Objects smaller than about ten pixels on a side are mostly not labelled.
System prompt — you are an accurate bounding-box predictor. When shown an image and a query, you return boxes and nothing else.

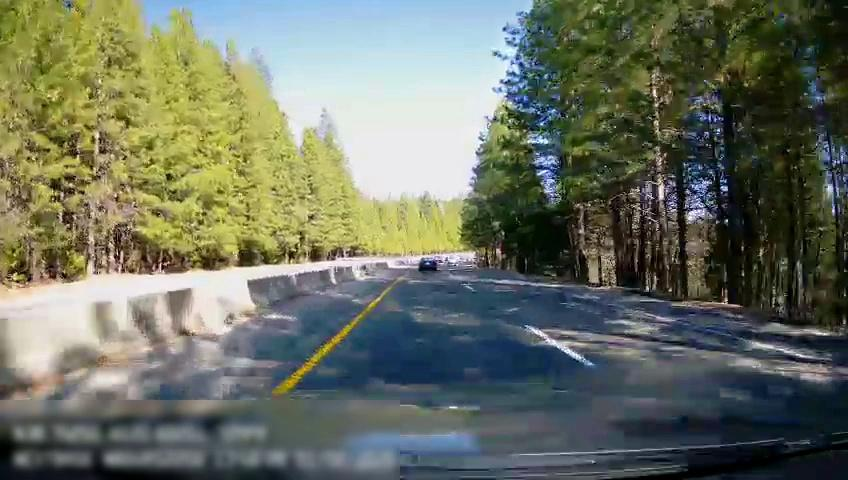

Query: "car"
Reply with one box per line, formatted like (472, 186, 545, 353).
(417, 257, 439, 274)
